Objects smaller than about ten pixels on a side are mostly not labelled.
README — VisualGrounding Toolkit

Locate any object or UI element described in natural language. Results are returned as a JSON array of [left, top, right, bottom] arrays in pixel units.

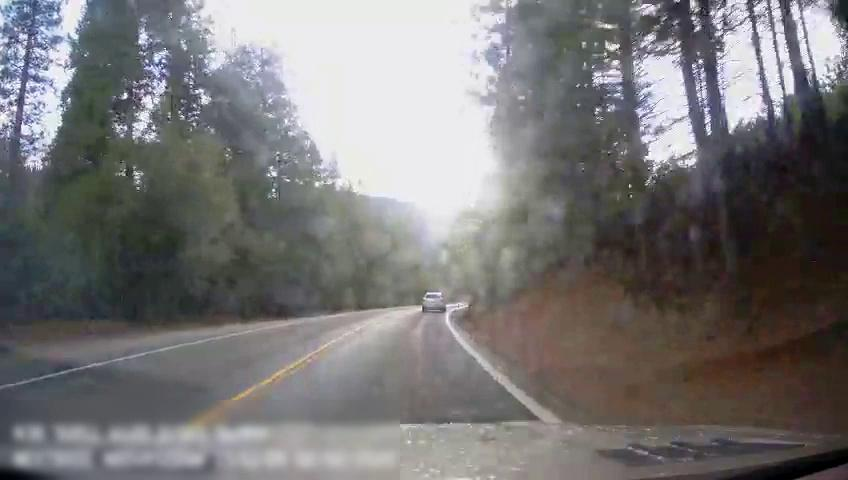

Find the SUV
[[421, 292, 447, 313]]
